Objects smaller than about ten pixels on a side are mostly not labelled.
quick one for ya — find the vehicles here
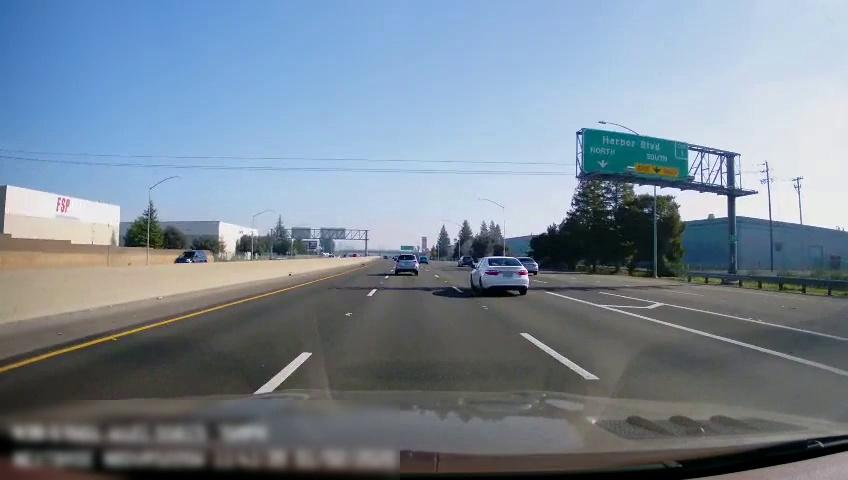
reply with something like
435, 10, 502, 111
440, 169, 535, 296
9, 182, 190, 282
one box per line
419, 256, 430, 265
457, 256, 473, 267
516, 257, 539, 275
469, 256, 529, 295
395, 255, 419, 276
173, 249, 209, 265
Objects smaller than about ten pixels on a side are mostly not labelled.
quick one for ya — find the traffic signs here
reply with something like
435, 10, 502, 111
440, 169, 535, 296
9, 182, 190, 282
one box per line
582, 128, 689, 184
291, 226, 311, 239
319, 227, 346, 240
400, 245, 414, 251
